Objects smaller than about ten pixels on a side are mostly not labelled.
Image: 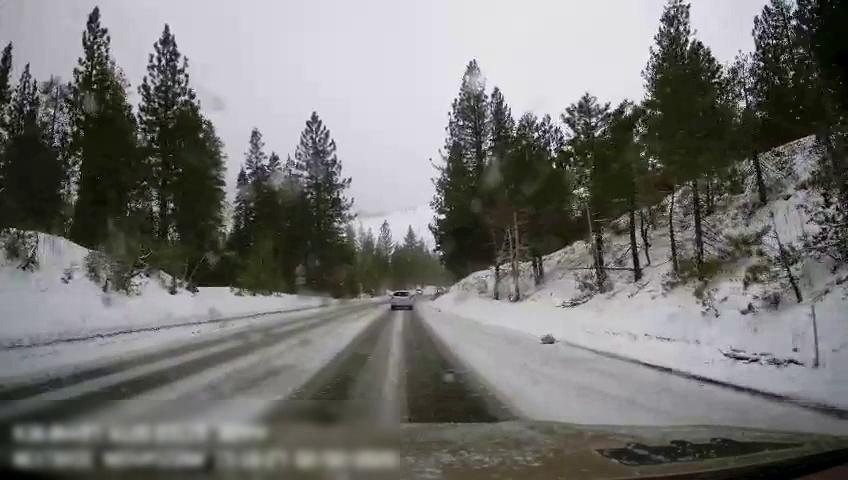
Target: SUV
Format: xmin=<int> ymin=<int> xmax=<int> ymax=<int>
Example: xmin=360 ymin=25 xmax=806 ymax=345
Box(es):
xmin=389 ymin=290 xmax=416 ymax=311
